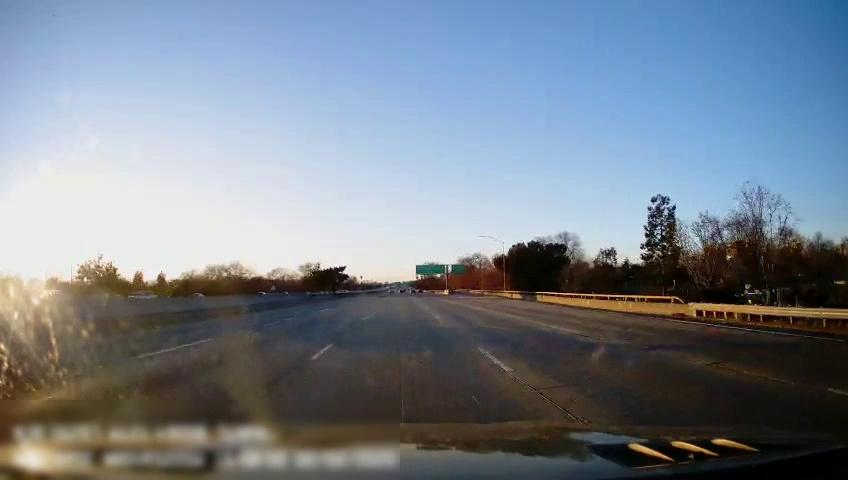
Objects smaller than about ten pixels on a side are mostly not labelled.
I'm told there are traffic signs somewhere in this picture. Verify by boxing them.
[451,264,463,274]
[413,264,445,275]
